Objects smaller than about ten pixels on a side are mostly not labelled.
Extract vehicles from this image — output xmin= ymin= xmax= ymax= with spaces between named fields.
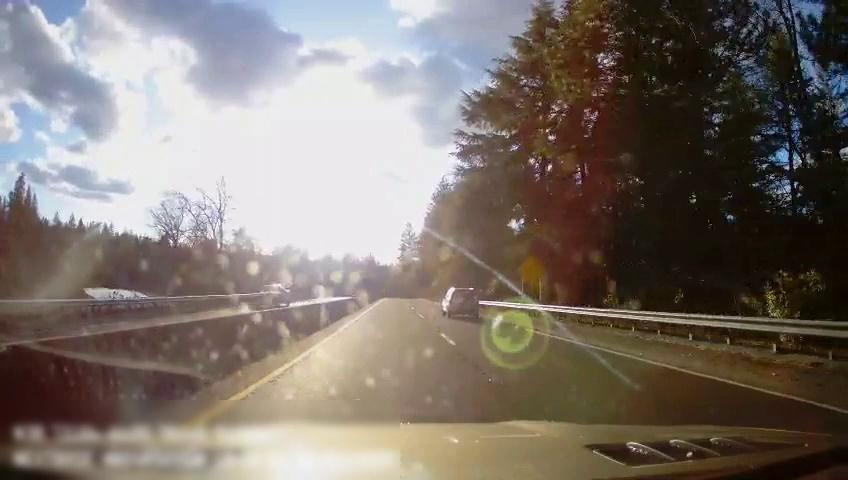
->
xmin=442 ymin=286 xmax=480 ymax=320
xmin=259 ymin=284 xmax=290 ymax=309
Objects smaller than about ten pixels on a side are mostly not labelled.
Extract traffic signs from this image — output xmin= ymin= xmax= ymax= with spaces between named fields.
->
xmin=518 ymin=256 xmax=543 ymax=283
